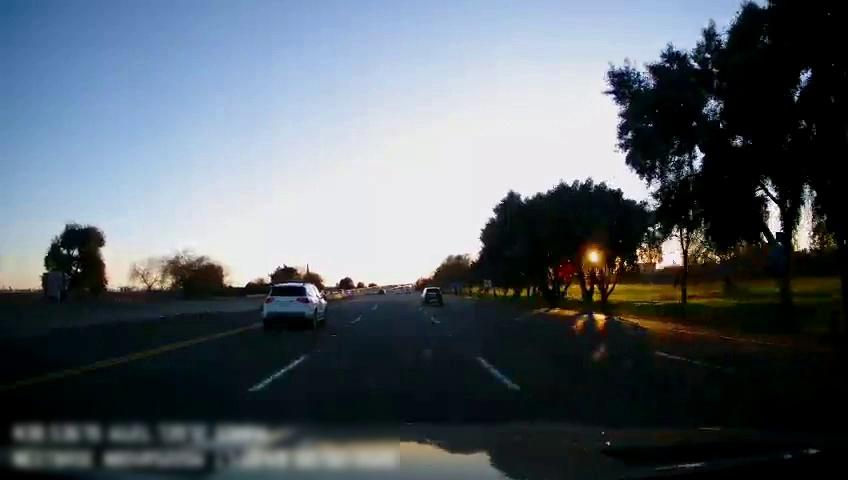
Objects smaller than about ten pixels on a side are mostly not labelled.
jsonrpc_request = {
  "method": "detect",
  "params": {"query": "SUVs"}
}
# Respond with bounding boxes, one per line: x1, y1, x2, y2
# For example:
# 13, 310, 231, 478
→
422, 287, 444, 305
262, 282, 329, 334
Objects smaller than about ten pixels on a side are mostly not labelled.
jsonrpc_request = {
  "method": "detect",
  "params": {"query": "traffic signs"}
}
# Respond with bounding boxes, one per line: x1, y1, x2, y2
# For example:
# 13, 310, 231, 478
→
558, 263, 578, 280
